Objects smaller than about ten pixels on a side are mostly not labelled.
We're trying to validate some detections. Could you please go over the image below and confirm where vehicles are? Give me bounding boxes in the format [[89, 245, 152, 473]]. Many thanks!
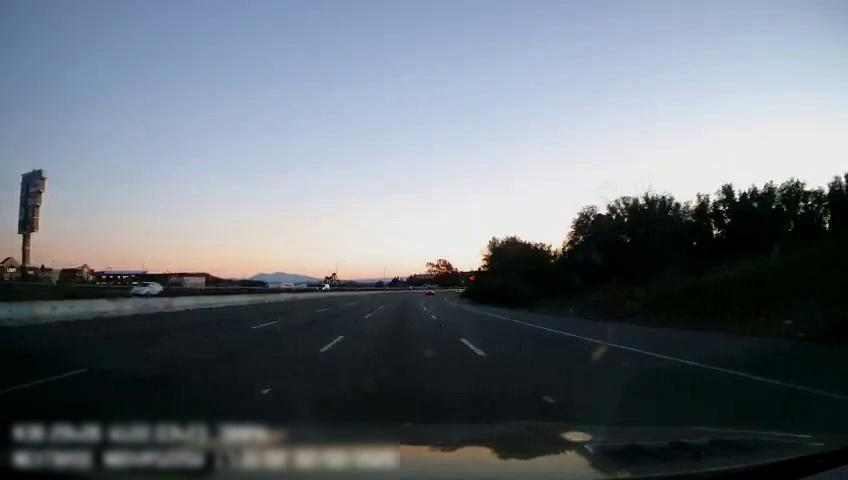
[[316, 284, 331, 292], [129, 281, 164, 299]]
